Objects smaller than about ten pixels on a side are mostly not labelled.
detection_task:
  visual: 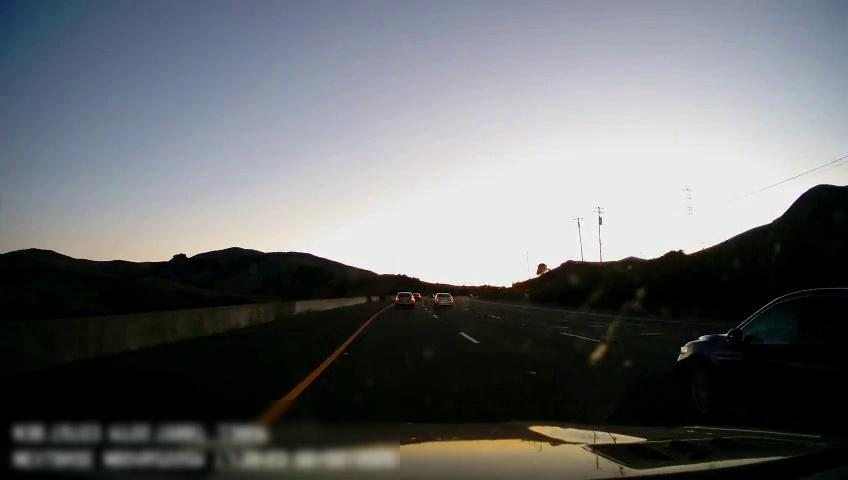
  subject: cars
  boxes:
[676,287,848,434]
[395,292,416,309]
[433,293,453,308]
